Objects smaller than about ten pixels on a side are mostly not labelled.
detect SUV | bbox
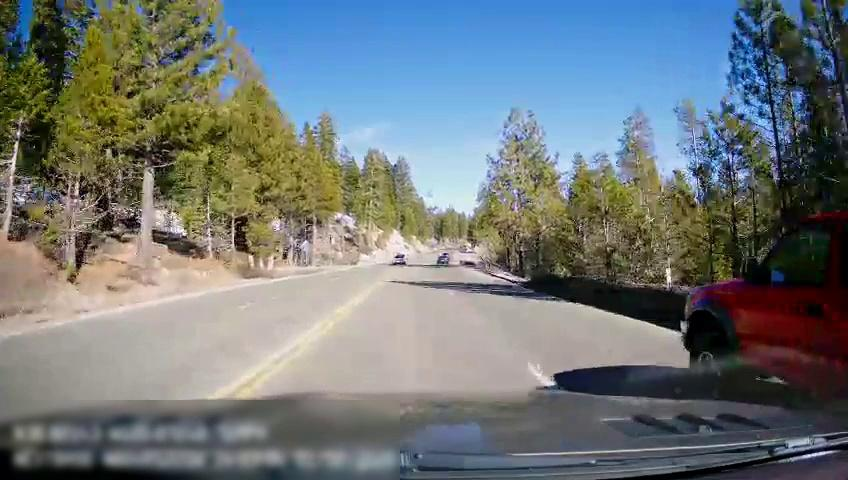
[392,253,407,265]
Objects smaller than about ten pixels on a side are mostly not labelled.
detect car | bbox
[436,254,450,265]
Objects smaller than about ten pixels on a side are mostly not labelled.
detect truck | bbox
[681,208,848,407]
